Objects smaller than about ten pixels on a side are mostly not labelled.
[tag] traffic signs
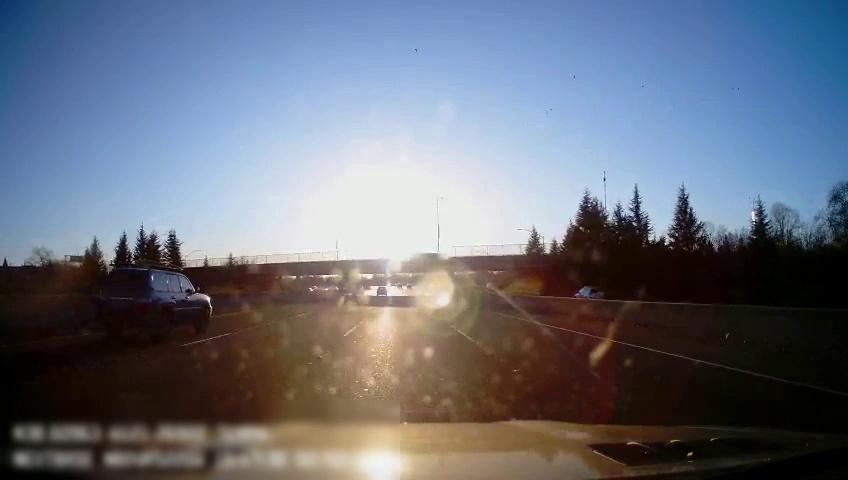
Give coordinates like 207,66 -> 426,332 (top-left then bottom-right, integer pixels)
409,253 -> 441,271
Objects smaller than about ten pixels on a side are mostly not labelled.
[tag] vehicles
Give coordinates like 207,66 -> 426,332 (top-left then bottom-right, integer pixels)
577,286 -> 605,300
376,285 -> 388,296
344,291 -> 359,304
92,265 -> 212,344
